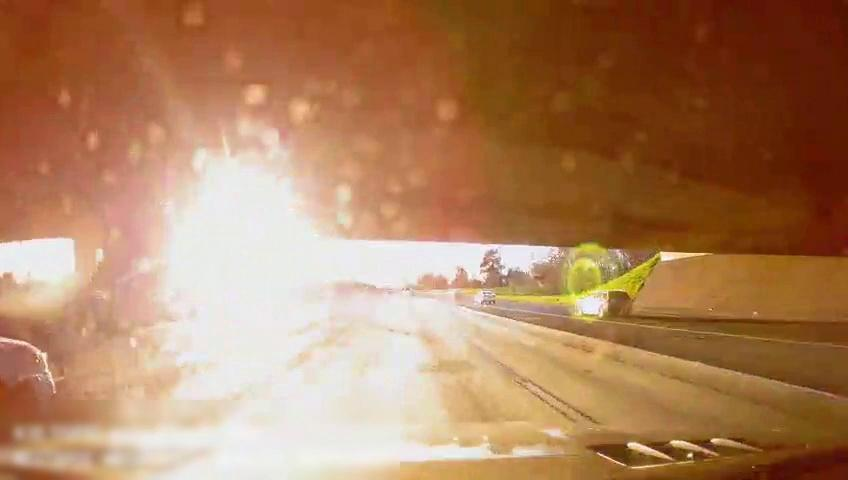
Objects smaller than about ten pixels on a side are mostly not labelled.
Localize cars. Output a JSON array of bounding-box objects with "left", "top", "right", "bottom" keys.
[
  {"left": 473, "top": 290, "right": 497, "bottom": 305},
  {"left": 574, "top": 290, "right": 632, "bottom": 321}
]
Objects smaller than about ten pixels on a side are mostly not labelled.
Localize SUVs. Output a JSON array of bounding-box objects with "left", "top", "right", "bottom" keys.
[{"left": 0, "top": 336, "right": 57, "bottom": 444}]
